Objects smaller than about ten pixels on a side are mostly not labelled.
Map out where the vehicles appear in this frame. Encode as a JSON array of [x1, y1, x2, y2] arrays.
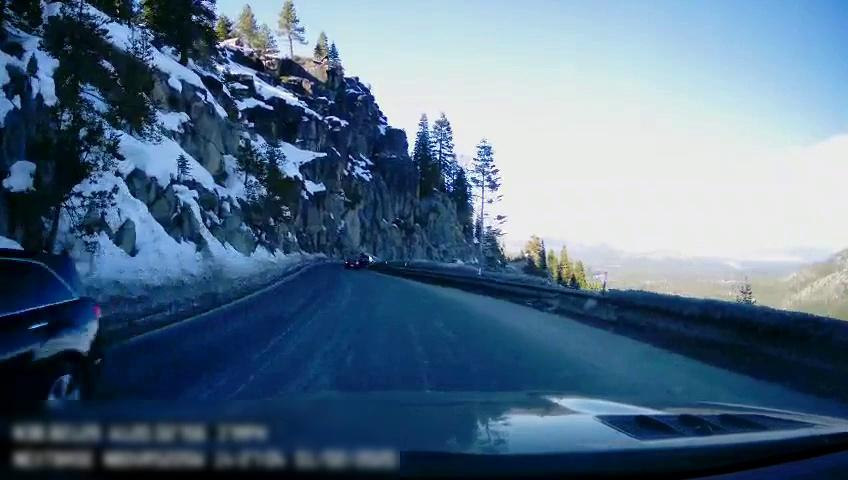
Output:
[[0, 247, 104, 419], [344, 256, 361, 270], [359, 255, 374, 265]]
